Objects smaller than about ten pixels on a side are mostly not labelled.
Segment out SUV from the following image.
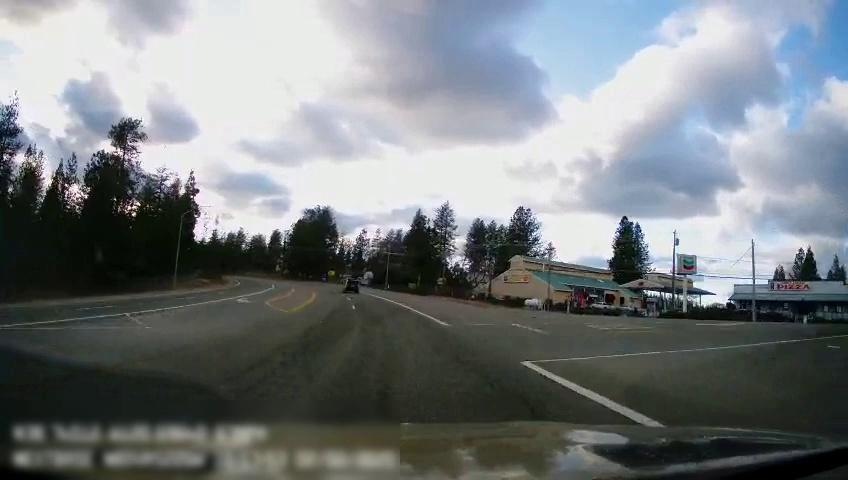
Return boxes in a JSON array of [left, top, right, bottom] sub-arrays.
[[342, 280, 359, 293]]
